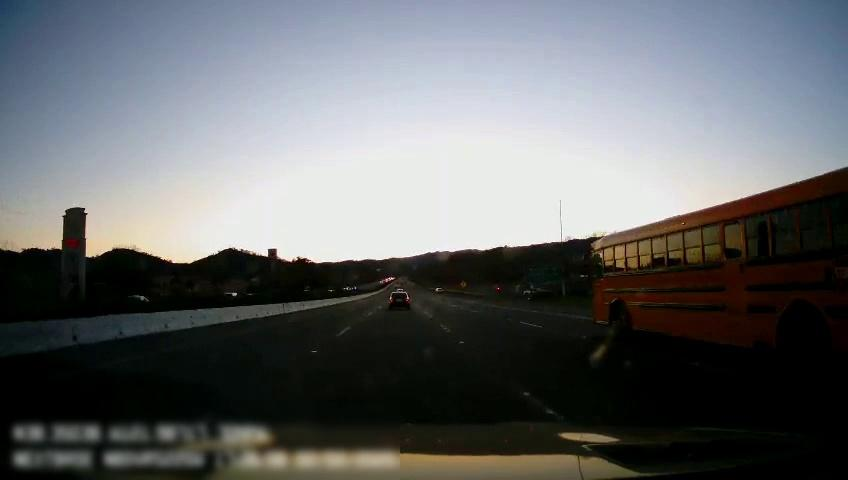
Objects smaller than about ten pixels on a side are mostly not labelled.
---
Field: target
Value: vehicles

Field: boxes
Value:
[582,166,848,397]
[523,287,541,296]
[389,292,409,309]
[128,295,150,303]
[225,292,238,297]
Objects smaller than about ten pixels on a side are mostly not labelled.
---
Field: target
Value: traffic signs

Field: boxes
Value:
[529,266,565,283]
